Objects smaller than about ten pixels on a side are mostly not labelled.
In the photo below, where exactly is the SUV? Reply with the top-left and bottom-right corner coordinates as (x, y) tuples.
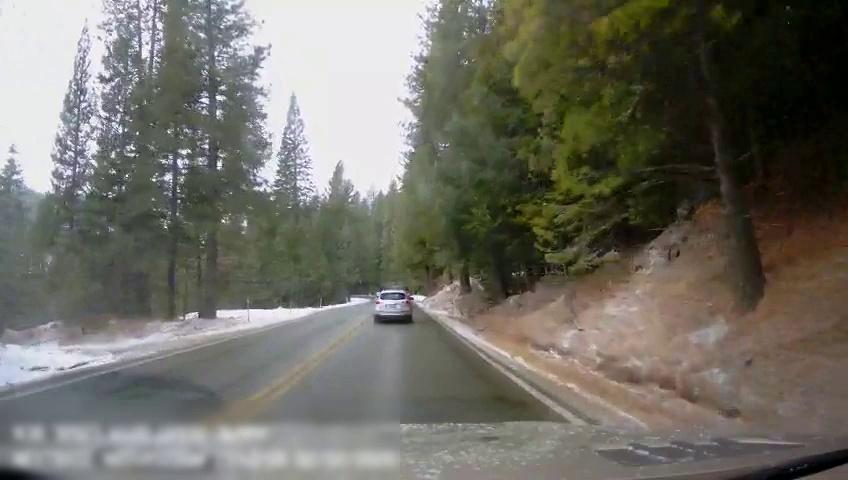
(374, 290), (414, 322)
